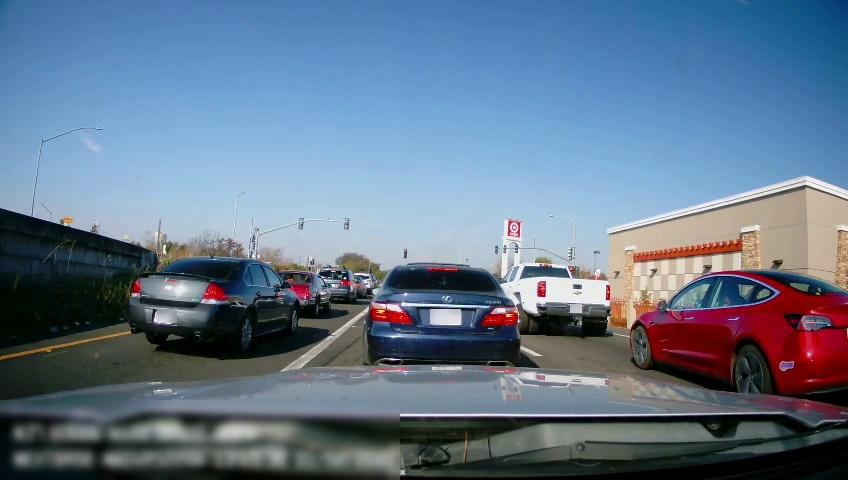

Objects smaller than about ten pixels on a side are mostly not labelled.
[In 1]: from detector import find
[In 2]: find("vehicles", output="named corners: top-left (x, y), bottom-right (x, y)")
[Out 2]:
top-left (352, 272), bottom-right (374, 295)
top-left (316, 264), bottom-right (359, 305)
top-left (352, 275), bottom-right (369, 300)
top-left (361, 262), bottom-right (523, 369)
top-left (628, 267), bottom-right (848, 397)
top-left (369, 273), bottom-right (378, 289)
top-left (274, 269), bottom-right (334, 317)
top-left (126, 255), bottom-right (301, 356)
top-left (496, 262), bottom-right (613, 336)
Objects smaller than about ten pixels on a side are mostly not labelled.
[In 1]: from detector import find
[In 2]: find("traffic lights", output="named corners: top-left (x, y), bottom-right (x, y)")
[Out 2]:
top-left (343, 217), bottom-right (351, 231)
top-left (567, 265), bottom-right (578, 280)
top-left (567, 246), bottom-right (574, 261)
top-left (514, 242), bottom-right (520, 254)
top-left (403, 248), bottom-right (408, 259)
top-left (494, 244), bottom-right (499, 255)
top-left (298, 217), bottom-right (305, 230)
top-left (502, 244), bottom-right (508, 255)
top-left (573, 265), bottom-right (581, 280)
